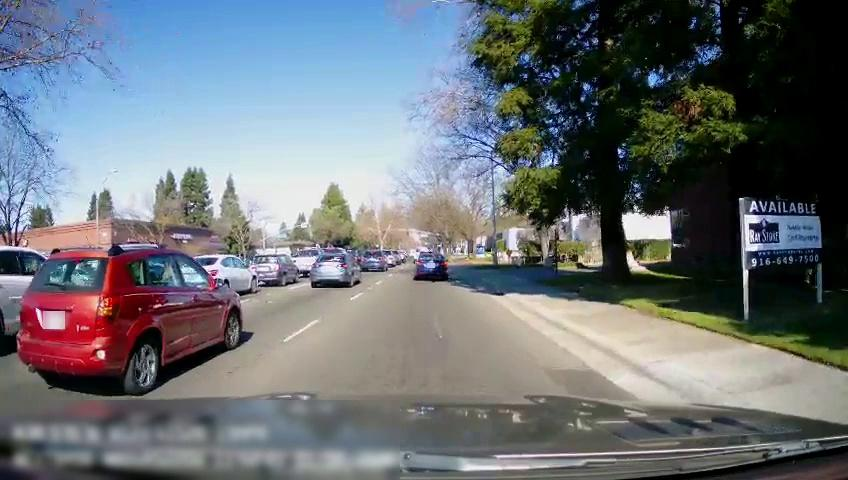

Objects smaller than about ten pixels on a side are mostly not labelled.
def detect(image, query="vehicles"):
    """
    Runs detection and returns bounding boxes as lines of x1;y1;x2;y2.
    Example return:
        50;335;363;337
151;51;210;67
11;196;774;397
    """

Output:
0;247;47;356
290;247;322;278
382;250;401;267
192;255;259;296
414;255;448;283
359;250;386;273
250;254;300;288
310;252;361;290
412;250;428;263
16;248;243;397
